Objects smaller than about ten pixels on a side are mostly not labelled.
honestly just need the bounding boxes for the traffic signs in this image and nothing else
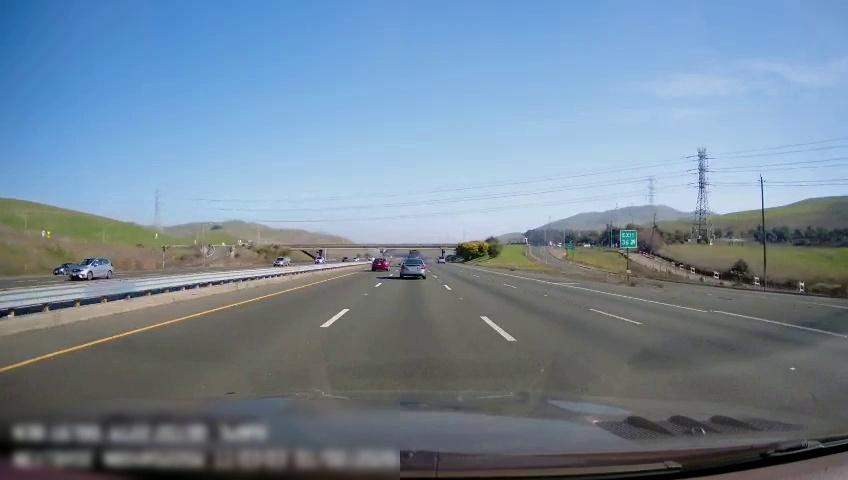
[619,229,638,249]
[565,242,576,250]
[444,250,456,256]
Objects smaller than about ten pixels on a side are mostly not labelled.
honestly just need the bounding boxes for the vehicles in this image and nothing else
[408,249,418,256]
[272,256,291,268]
[51,263,78,276]
[371,256,392,272]
[69,257,114,281]
[314,255,325,265]
[397,256,427,280]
